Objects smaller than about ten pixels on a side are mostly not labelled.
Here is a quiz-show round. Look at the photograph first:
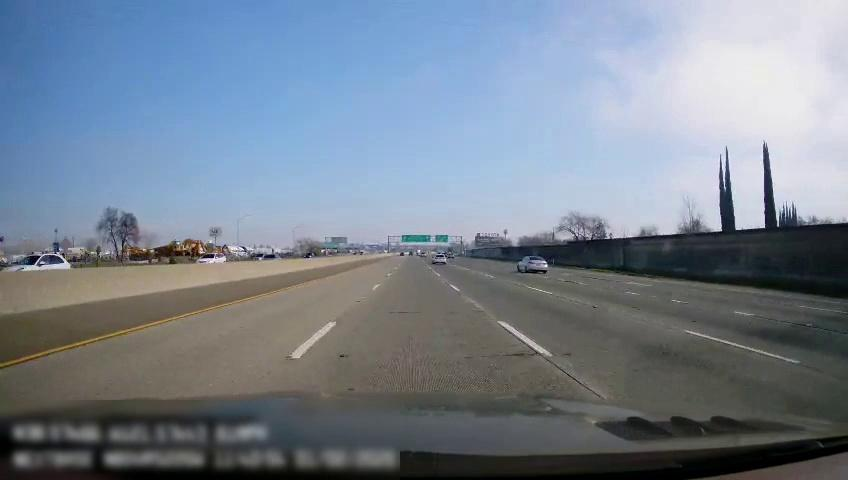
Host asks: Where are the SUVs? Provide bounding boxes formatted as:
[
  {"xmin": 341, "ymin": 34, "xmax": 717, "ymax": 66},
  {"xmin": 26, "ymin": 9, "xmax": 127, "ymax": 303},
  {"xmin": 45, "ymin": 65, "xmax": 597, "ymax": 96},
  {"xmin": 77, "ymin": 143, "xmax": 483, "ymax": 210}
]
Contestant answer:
[{"xmin": 432, "ymin": 254, "xmax": 447, "ymax": 264}]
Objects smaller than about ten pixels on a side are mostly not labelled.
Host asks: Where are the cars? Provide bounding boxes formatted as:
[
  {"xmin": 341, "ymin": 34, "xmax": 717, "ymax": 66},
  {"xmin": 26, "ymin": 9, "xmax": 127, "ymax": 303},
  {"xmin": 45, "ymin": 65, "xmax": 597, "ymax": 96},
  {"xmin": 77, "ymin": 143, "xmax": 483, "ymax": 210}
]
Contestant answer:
[
  {"xmin": 261, "ymin": 254, "xmax": 282, "ymax": 261},
  {"xmin": 194, "ymin": 252, "xmax": 227, "ymax": 265},
  {"xmin": 517, "ymin": 256, "xmax": 549, "ymax": 275},
  {"xmin": 0, "ymin": 252, "xmax": 72, "ymax": 273}
]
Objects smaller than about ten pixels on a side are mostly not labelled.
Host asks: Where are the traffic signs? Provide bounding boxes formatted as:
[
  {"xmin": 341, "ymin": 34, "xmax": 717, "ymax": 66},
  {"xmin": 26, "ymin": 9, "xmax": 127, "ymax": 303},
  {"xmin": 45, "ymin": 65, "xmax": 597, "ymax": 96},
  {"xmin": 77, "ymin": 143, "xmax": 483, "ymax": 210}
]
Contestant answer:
[
  {"xmin": 435, "ymin": 234, "xmax": 448, "ymax": 243},
  {"xmin": 401, "ymin": 234, "xmax": 432, "ymax": 243},
  {"xmin": 331, "ymin": 236, "xmax": 348, "ymax": 245}
]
